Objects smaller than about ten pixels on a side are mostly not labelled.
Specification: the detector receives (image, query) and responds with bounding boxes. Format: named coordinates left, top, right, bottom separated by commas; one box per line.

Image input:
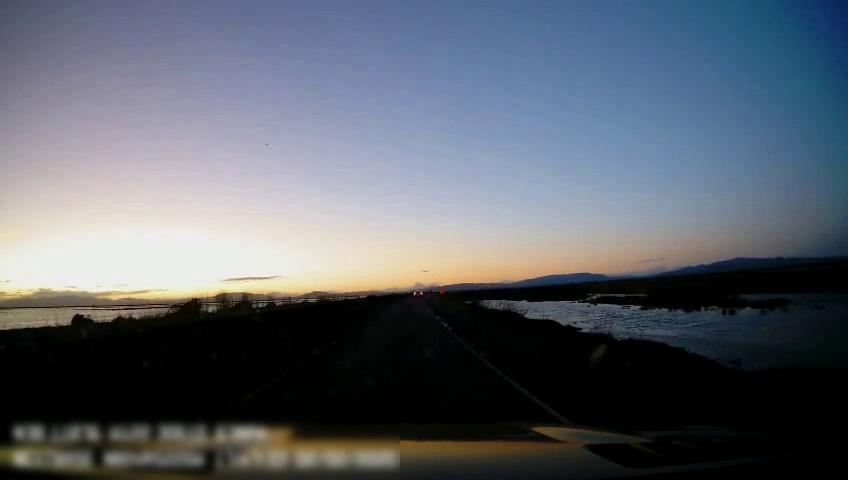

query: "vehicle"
left=413, top=290, right=424, bottom=298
